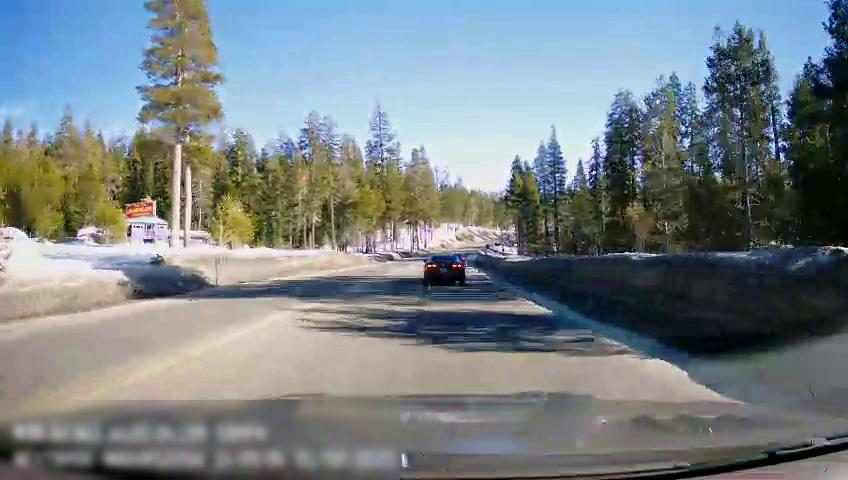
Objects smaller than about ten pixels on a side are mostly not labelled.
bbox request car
[422,253,465,285]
